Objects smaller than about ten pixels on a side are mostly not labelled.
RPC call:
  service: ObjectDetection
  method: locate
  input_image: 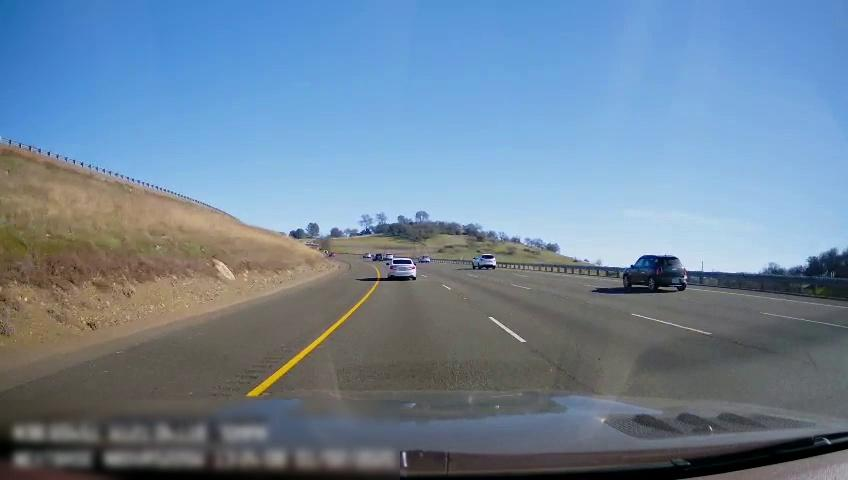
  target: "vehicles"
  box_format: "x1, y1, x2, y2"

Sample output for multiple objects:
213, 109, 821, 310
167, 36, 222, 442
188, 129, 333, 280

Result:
623, 255, 687, 292
471, 254, 496, 270
380, 253, 393, 261
417, 256, 430, 264
372, 254, 384, 262
385, 257, 417, 281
